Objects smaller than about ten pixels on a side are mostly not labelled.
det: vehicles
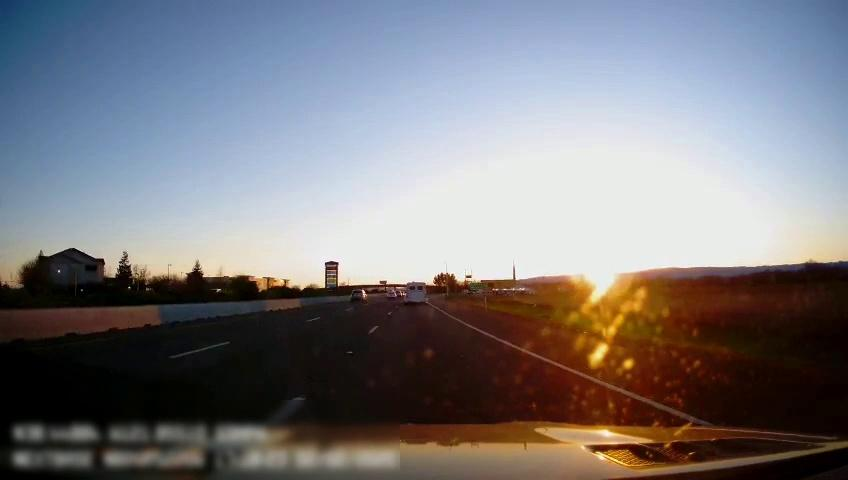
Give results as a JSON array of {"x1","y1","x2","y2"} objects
[
  {"x1": 404, "y1": 281, "x2": 429, "y2": 306},
  {"x1": 350, "y1": 289, "x2": 369, "y2": 304},
  {"x1": 386, "y1": 290, "x2": 398, "y2": 300}
]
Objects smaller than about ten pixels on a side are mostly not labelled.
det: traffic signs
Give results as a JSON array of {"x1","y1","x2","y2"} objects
[{"x1": 469, "y1": 282, "x2": 487, "y2": 291}]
